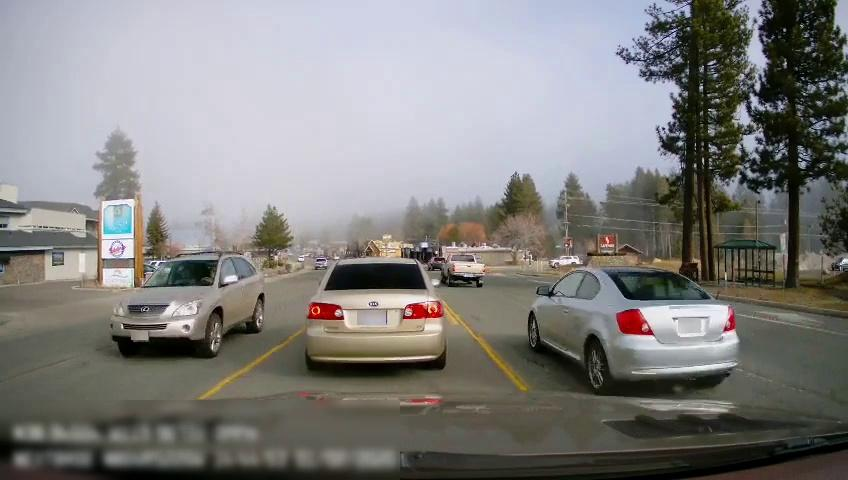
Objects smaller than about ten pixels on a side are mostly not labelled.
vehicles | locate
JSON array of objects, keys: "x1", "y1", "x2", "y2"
[
  {"x1": 427, "y1": 255, "x2": 446, "y2": 272},
  {"x1": 831, "y1": 255, "x2": 848, "y2": 271},
  {"x1": 302, "y1": 257, "x2": 450, "y2": 376},
  {"x1": 110, "y1": 253, "x2": 267, "y2": 360},
  {"x1": 527, "y1": 265, "x2": 741, "y2": 397},
  {"x1": 549, "y1": 255, "x2": 581, "y2": 269},
  {"x1": 313, "y1": 256, "x2": 328, "y2": 270},
  {"x1": 441, "y1": 252, "x2": 485, "y2": 288}
]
